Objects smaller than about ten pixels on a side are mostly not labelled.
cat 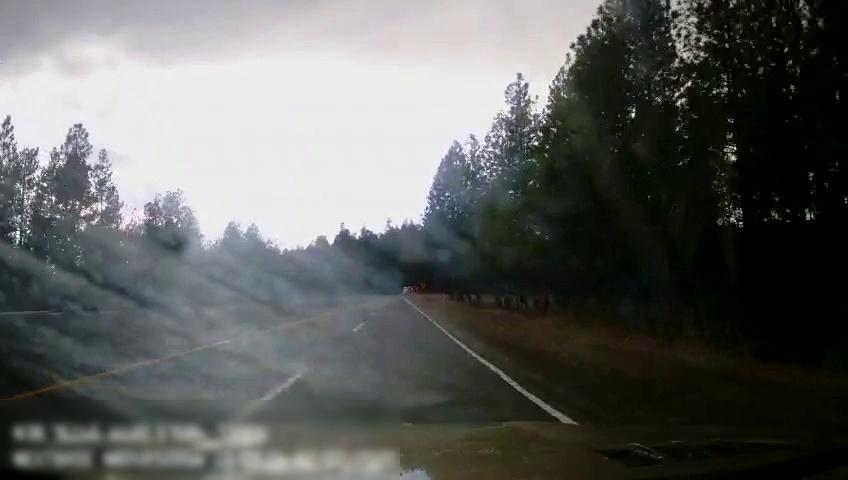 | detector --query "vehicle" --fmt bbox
[402,286,419,296]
